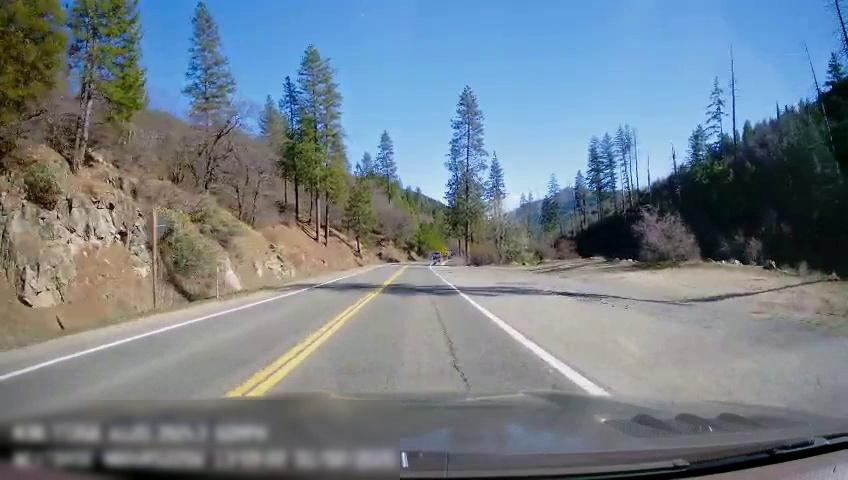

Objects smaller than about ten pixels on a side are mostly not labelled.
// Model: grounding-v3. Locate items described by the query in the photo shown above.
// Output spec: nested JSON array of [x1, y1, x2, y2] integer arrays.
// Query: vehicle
[[432, 253, 442, 261]]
